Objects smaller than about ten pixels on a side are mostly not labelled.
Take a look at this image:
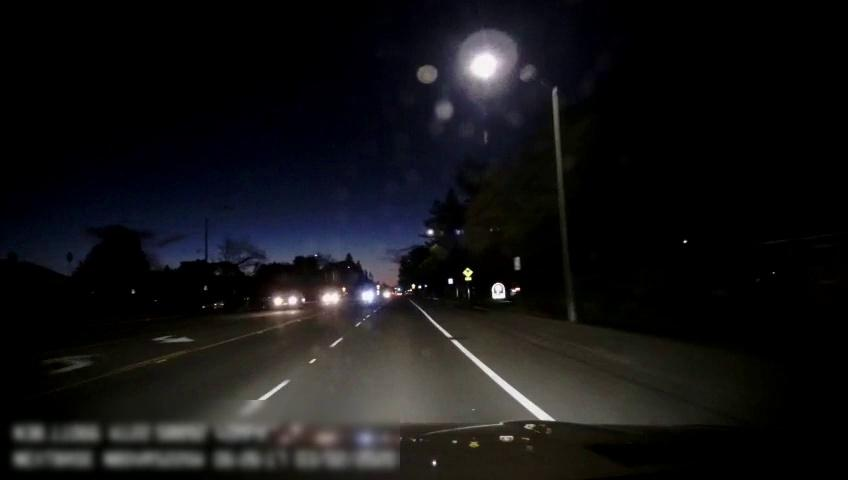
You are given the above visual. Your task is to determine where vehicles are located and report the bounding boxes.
[323,290,340,305]
[274,290,306,311]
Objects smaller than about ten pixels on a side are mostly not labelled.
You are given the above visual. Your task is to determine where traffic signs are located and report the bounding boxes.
[462,266,474,277]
